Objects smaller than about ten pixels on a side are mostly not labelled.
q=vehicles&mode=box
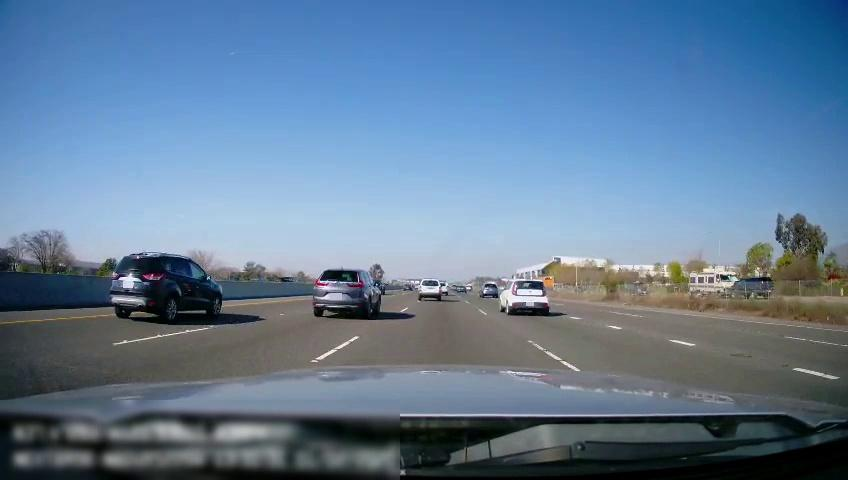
[688,268,740,298]
[436,282,449,296]
[311,265,382,320]
[627,287,650,297]
[727,276,775,301]
[368,278,386,296]
[455,285,467,294]
[499,278,551,316]
[272,276,295,284]
[110,250,225,324]
[538,276,554,289]
[417,278,442,301]
[479,282,499,298]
